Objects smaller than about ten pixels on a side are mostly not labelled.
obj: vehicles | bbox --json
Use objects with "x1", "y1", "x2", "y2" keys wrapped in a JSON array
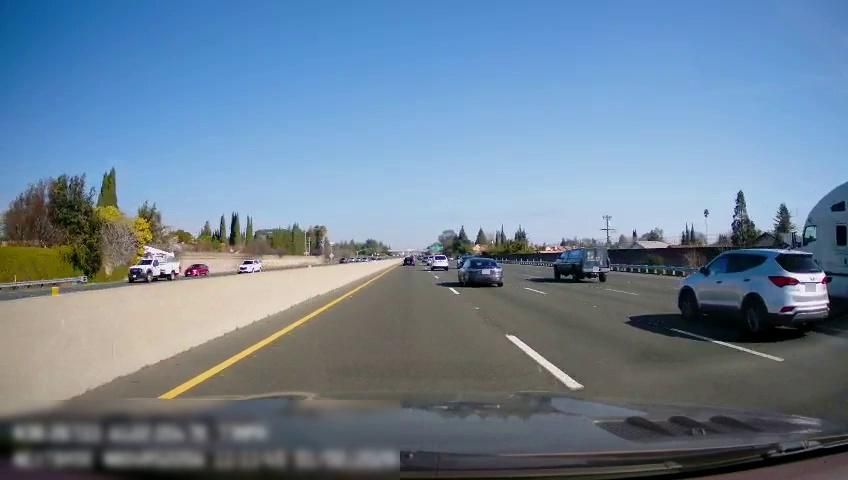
[
  {"x1": 458, "y1": 257, "x2": 505, "y2": 287},
  {"x1": 554, "y1": 247, "x2": 611, "y2": 282},
  {"x1": 184, "y1": 263, "x2": 209, "y2": 278},
  {"x1": 678, "y1": 248, "x2": 832, "y2": 336},
  {"x1": 430, "y1": 254, "x2": 448, "y2": 271},
  {"x1": 457, "y1": 254, "x2": 477, "y2": 269},
  {"x1": 127, "y1": 245, "x2": 180, "y2": 284},
  {"x1": 426, "y1": 255, "x2": 434, "y2": 267},
  {"x1": 402, "y1": 256, "x2": 416, "y2": 268},
  {"x1": 790, "y1": 179, "x2": 848, "y2": 300},
  {"x1": 236, "y1": 259, "x2": 264, "y2": 275}
]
